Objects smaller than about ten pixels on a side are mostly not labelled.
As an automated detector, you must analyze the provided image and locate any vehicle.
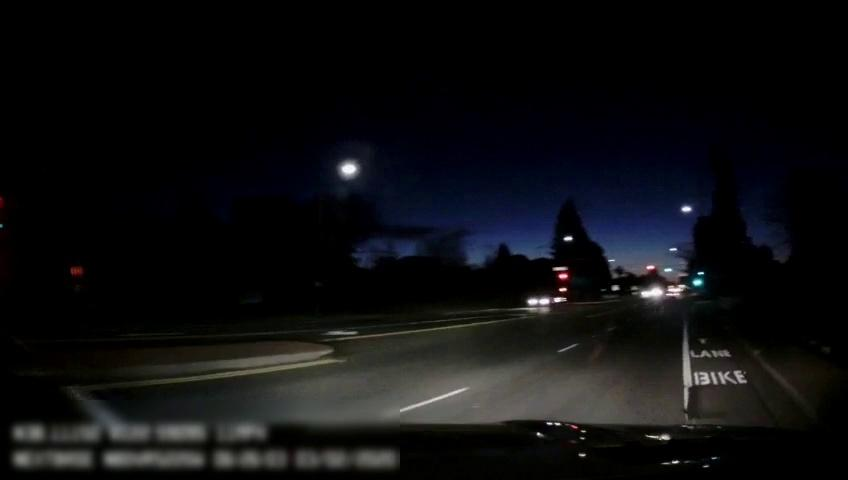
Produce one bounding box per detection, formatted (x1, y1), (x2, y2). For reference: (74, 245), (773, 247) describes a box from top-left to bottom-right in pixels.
(527, 294), (551, 307)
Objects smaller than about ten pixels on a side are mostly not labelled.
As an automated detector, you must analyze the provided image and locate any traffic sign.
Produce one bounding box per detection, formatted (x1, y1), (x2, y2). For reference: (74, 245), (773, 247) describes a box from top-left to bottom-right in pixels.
(552, 266), (567, 272)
